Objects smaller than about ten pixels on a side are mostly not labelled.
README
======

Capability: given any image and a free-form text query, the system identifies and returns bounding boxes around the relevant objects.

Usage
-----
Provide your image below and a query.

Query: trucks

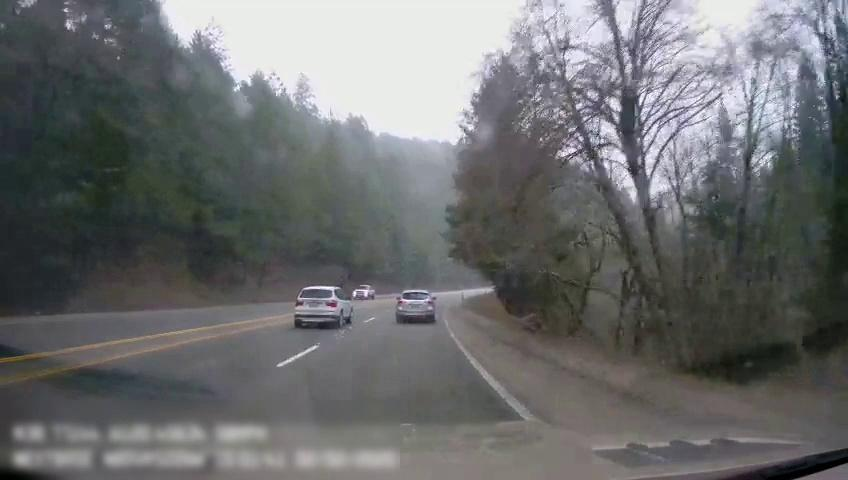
[352,285,375,300]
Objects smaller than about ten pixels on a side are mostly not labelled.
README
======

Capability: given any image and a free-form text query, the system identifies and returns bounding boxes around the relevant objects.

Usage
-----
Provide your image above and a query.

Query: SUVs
[294,286,353,328]
[396,289,437,323]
